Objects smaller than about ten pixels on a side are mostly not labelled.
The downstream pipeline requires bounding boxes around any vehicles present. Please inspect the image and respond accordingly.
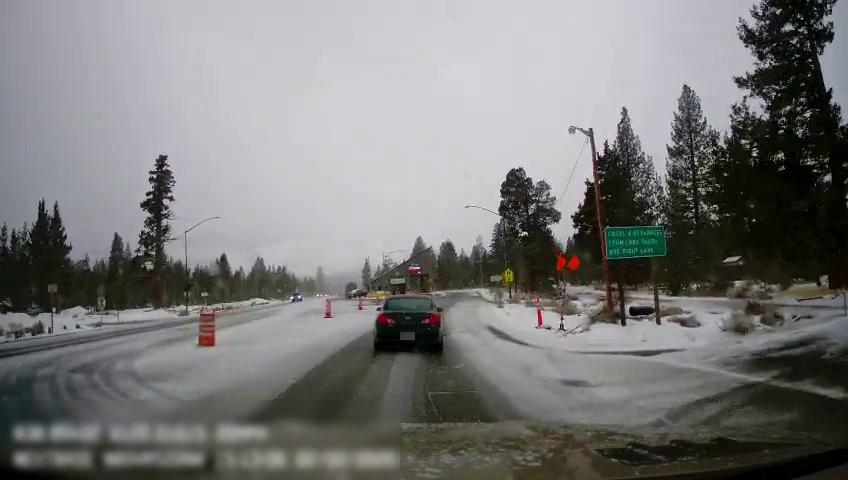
[348,289,368,299]
[373,296,444,353]
[291,292,303,302]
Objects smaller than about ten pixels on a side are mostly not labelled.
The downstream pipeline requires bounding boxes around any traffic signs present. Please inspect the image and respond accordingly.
[491,276,502,282]
[605,226,667,260]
